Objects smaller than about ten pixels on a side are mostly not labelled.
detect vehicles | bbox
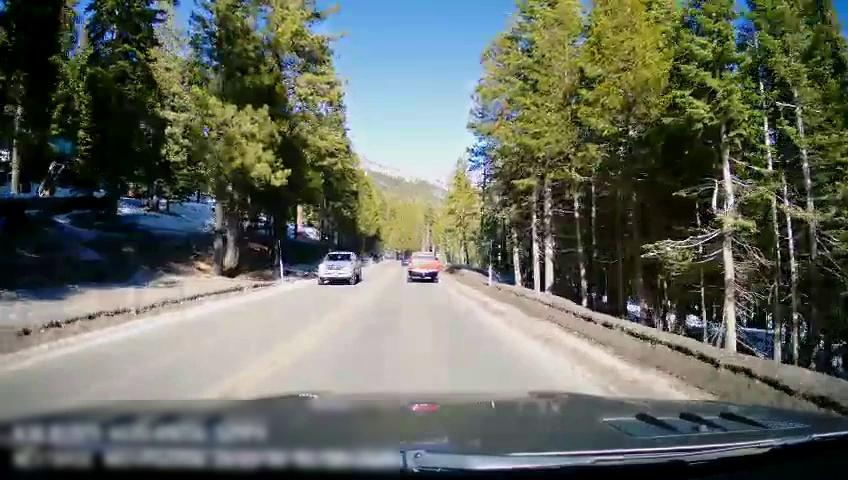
[407,250,440,284]
[400,256,412,267]
[317,251,362,285]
